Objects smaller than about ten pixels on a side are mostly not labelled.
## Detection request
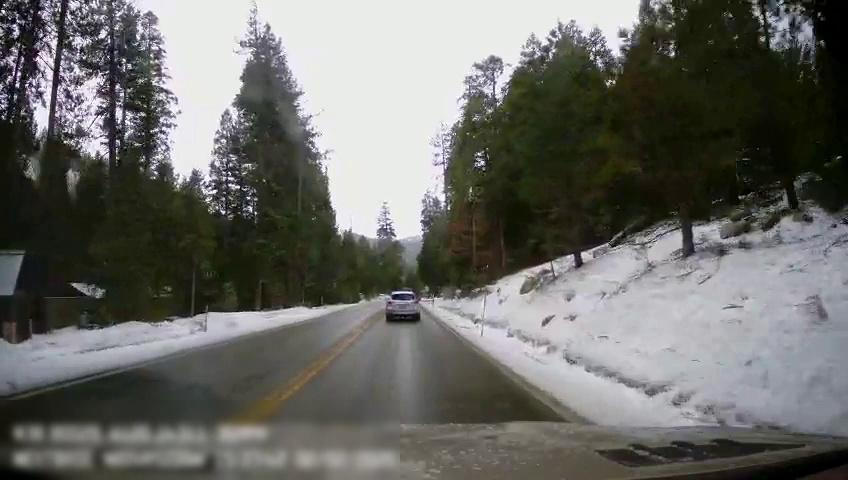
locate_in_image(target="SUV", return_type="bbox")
[385,290,421,322]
